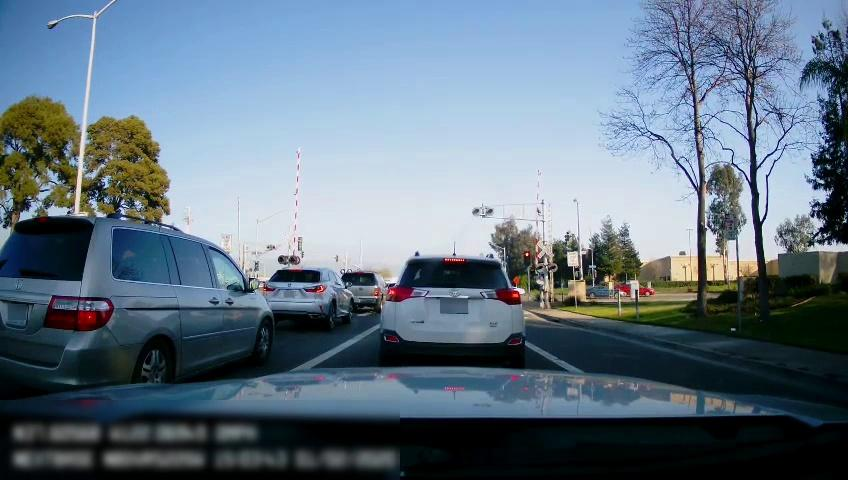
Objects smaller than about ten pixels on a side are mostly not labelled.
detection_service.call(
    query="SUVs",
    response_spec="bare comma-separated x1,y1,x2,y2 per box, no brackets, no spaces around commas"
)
262,266,354,330
380,251,525,364
339,270,387,313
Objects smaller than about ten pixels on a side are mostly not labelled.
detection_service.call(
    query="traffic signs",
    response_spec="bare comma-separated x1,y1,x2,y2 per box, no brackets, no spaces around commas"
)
536,240,555,259
567,251,579,267
70,211,89,219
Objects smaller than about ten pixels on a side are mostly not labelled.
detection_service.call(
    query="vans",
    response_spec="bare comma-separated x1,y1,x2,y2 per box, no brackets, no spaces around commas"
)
0,212,277,393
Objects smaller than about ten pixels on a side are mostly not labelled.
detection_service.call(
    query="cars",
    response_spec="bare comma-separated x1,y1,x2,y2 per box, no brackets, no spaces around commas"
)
614,282,656,297
585,284,611,298
511,285,525,296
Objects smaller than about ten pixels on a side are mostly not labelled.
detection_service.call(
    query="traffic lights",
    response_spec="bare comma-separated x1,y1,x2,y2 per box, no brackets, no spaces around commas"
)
277,255,289,265
297,237,303,252
564,231,570,245
289,255,301,265
523,250,531,265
